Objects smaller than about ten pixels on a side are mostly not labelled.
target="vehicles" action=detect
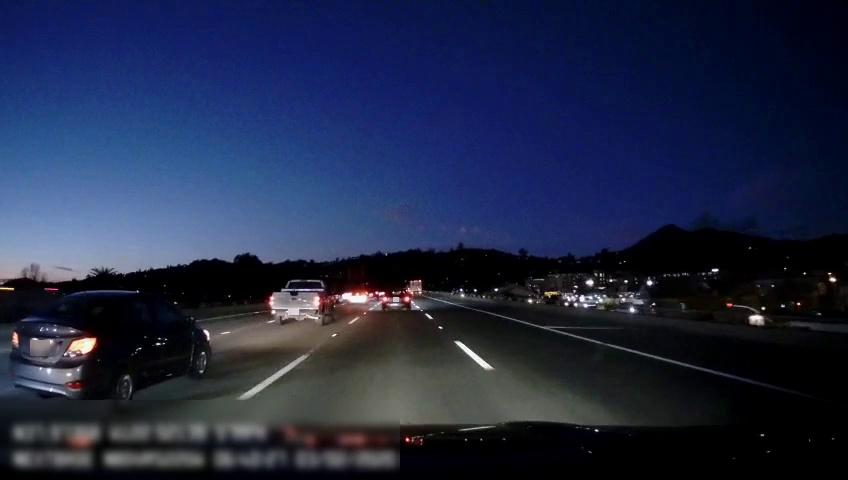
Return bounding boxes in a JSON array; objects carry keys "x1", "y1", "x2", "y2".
[
  {"x1": 409, "y1": 280, "x2": 422, "y2": 297},
  {"x1": 341, "y1": 291, "x2": 353, "y2": 300},
  {"x1": 270, "y1": 279, "x2": 337, "y2": 325},
  {"x1": 9, "y1": 290, "x2": 213, "y2": 416},
  {"x1": 350, "y1": 291, "x2": 370, "y2": 305},
  {"x1": 365, "y1": 289, "x2": 379, "y2": 301},
  {"x1": 382, "y1": 288, "x2": 412, "y2": 313}
]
